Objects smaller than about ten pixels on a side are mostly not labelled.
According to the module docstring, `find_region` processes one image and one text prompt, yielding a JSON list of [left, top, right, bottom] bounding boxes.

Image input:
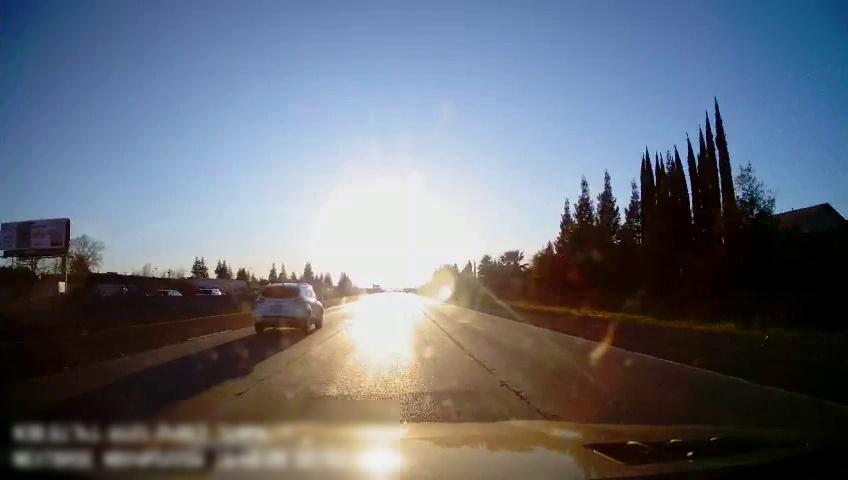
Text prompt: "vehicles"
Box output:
[[253, 281, 324, 334], [147, 290, 183, 300], [195, 289, 222, 298]]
